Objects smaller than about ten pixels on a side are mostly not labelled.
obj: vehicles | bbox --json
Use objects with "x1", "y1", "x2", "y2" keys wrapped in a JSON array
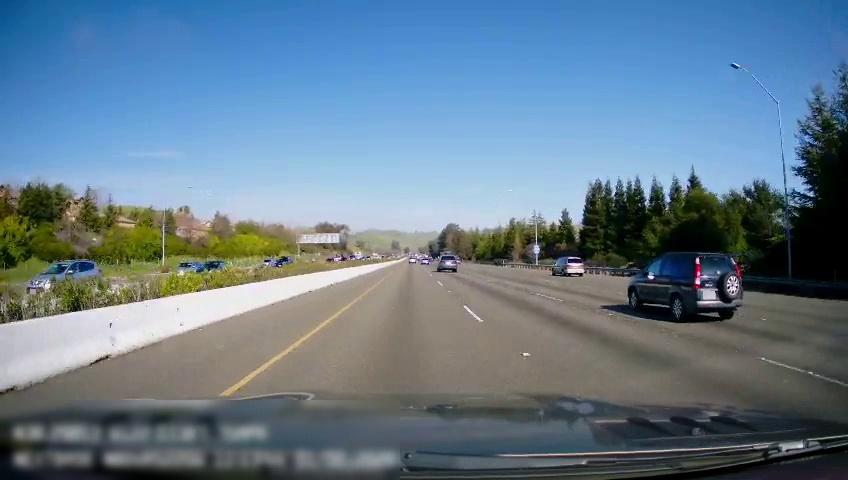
[
  {"x1": 173, "y1": 262, "x2": 205, "y2": 277},
  {"x1": 195, "y1": 260, "x2": 229, "y2": 274},
  {"x1": 25, "y1": 258, "x2": 102, "y2": 295},
  {"x1": 261, "y1": 258, "x2": 281, "y2": 268},
  {"x1": 436, "y1": 254, "x2": 458, "y2": 273},
  {"x1": 551, "y1": 256, "x2": 585, "y2": 277},
  {"x1": 273, "y1": 255, "x2": 294, "y2": 268},
  {"x1": 627, "y1": 251, "x2": 745, "y2": 324}
]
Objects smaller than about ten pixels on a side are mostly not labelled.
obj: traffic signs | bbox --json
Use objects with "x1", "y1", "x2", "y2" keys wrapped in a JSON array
[{"x1": 532, "y1": 244, "x2": 541, "y2": 255}]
